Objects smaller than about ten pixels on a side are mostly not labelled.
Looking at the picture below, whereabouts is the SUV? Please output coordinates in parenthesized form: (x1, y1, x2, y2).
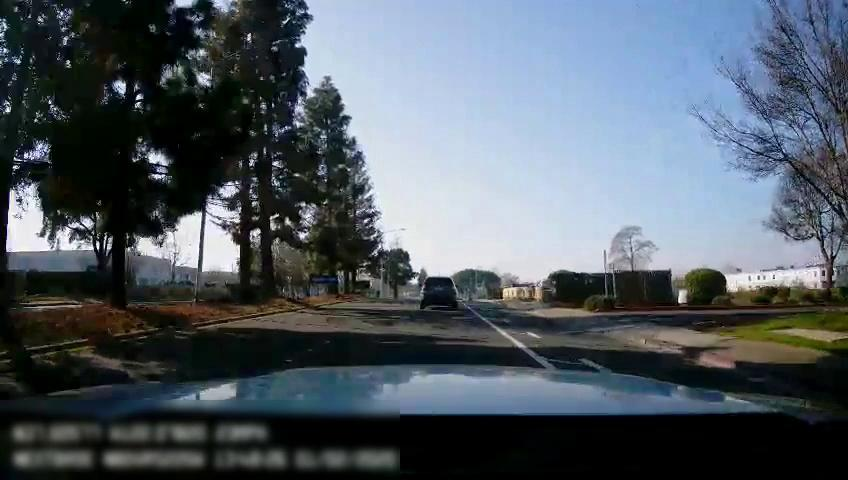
(420, 276, 456, 310)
